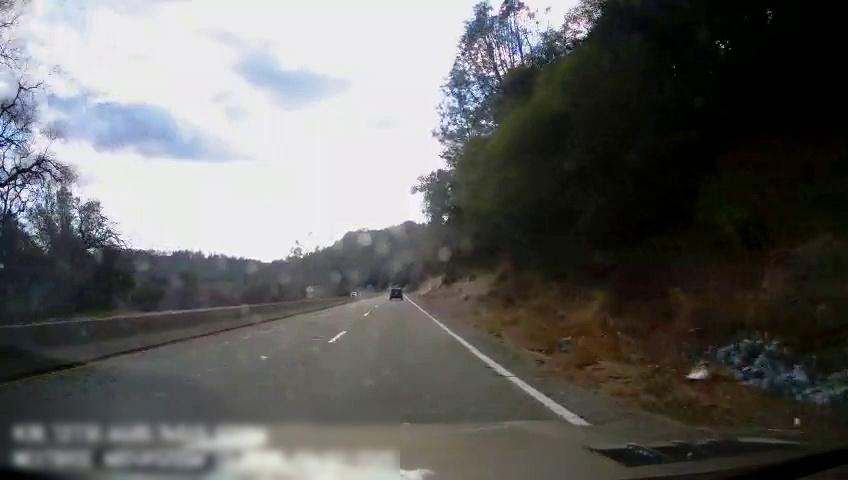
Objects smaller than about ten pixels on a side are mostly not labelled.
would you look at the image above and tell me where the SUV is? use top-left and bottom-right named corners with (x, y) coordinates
top-left (389, 286), bottom-right (404, 301)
